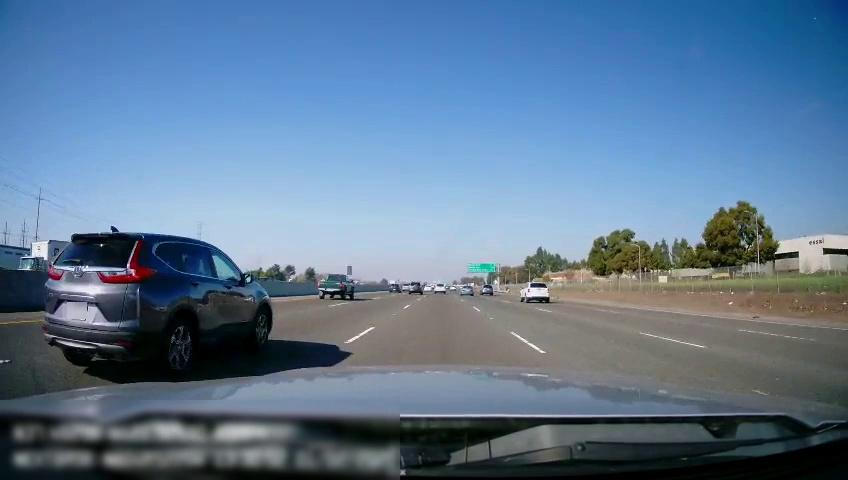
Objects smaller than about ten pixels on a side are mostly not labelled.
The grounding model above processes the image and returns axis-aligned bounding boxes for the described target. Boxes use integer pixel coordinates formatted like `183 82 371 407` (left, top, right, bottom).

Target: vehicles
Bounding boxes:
37 225 275 377
388 283 401 293
433 282 447 295
318 273 355 300
17 239 73 273
519 281 551 304
408 281 424 295
458 285 474 296
480 284 494 295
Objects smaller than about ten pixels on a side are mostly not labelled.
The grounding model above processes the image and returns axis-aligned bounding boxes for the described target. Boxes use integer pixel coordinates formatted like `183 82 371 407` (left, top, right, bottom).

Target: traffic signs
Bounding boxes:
468 262 497 274
346 265 353 276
